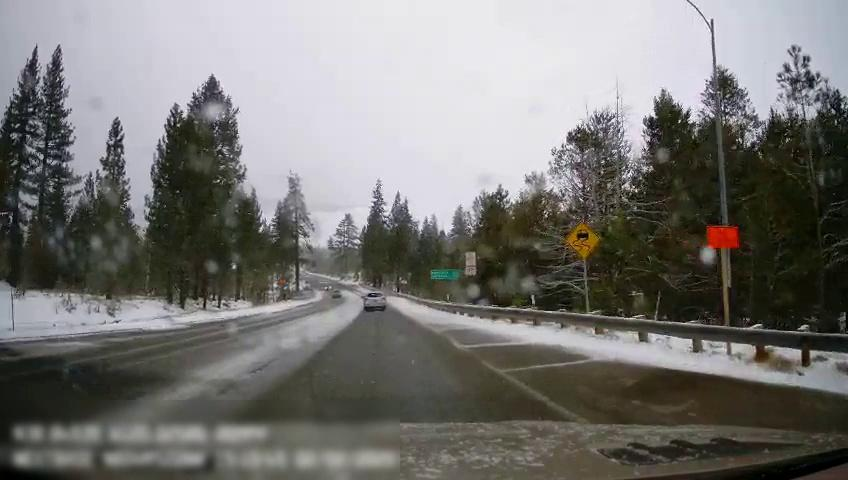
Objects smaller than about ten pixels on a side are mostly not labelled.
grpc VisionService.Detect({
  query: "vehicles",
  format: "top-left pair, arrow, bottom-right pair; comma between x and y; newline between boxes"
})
363,291 -> 387,311
331,289 -> 342,299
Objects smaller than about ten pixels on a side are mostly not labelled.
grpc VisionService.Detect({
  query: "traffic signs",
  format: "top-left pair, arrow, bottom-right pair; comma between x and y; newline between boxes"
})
465,267 -> 477,276
705,225 -> 741,251
465,251 -> 476,266
430,269 -> 461,281
563,221 -> 601,259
